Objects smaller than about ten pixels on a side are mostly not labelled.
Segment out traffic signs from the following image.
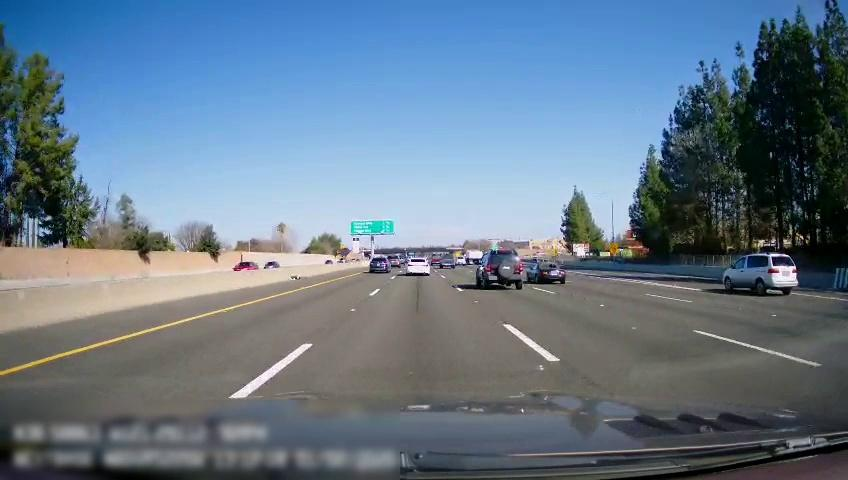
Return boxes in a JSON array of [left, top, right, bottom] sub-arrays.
[[349, 219, 395, 236], [352, 237, 360, 253], [608, 243, 619, 255]]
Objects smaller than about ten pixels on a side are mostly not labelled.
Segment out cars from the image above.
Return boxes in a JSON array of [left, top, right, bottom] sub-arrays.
[[232, 261, 259, 272], [406, 257, 430, 277], [369, 257, 389, 273], [263, 260, 281, 270], [453, 255, 467, 266], [525, 263, 568, 285]]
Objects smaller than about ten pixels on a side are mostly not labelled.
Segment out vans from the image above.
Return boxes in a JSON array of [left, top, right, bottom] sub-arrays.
[[721, 253, 799, 296]]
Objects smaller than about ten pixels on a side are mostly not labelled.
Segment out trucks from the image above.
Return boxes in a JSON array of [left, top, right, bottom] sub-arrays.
[[430, 258, 442, 267], [439, 254, 455, 269], [462, 248, 484, 266]]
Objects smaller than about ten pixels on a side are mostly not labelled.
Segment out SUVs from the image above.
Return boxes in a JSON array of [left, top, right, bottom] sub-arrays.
[[474, 247, 526, 291], [385, 255, 401, 267]]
